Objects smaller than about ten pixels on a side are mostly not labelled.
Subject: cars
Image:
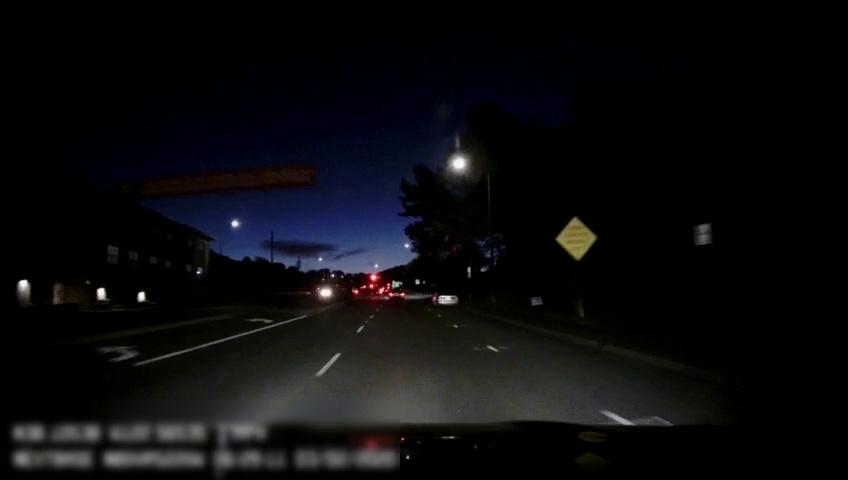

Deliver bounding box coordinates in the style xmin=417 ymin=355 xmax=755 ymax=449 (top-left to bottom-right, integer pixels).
xmin=389 ymin=288 xmax=405 ymax=301
xmin=432 ymin=289 xmax=459 ymax=309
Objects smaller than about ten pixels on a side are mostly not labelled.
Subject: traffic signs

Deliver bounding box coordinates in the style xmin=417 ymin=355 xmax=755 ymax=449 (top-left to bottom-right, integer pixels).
xmin=556 ymin=218 xmax=598 ymax=262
